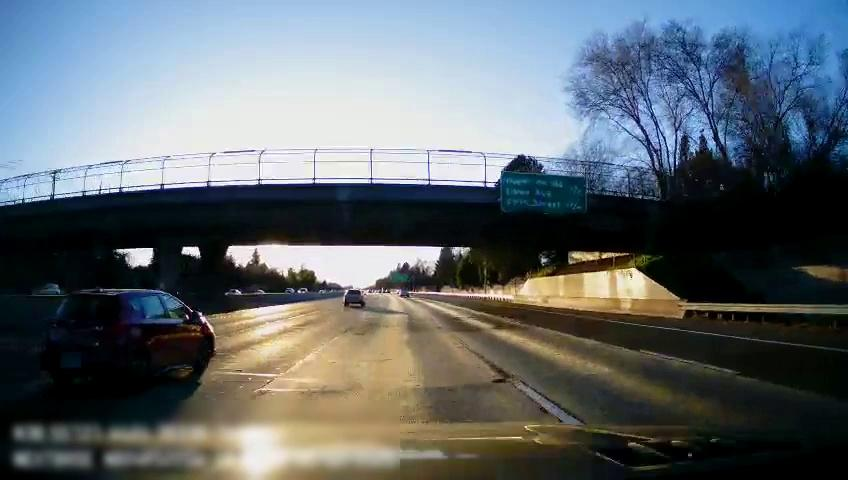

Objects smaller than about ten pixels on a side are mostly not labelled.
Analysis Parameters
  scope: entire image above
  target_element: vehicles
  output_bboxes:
[398,287,410,298]
[343,288,367,308]
[39,289,216,394]
[297,287,309,294]
[284,288,295,294]
[27,283,60,296]
[224,289,242,296]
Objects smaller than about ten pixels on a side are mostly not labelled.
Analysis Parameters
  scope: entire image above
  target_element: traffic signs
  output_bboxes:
[388,271,412,284]
[500,171,587,216]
